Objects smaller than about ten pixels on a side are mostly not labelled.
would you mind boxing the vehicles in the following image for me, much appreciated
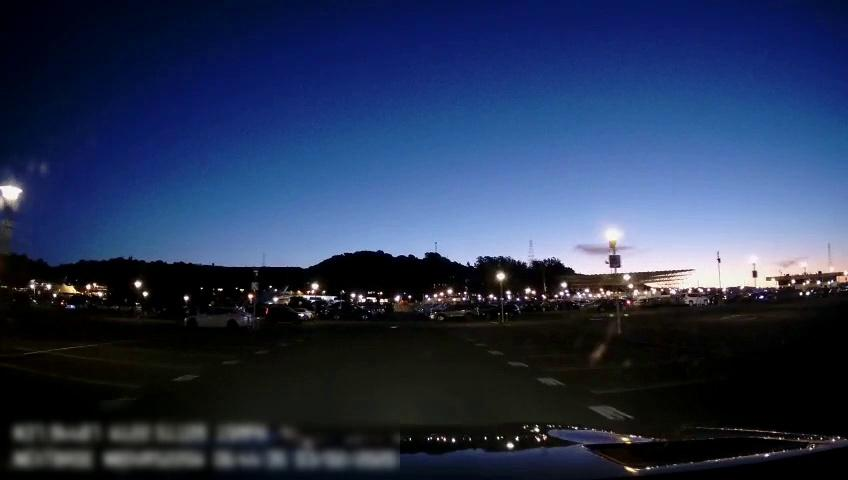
[114,302,143,314]
[264,304,306,325]
[484,303,520,318]
[683,292,710,306]
[598,299,630,312]
[183,307,252,334]
[292,307,316,321]
[326,303,372,321]
[428,301,479,322]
